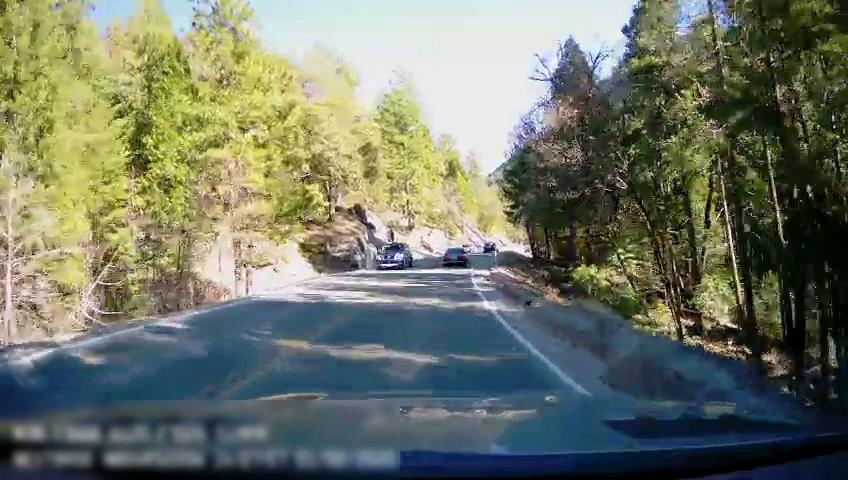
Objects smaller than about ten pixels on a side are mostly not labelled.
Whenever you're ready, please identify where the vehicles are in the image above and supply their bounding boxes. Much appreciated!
[442,247,468,268]
[482,241,498,253]
[374,241,413,272]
